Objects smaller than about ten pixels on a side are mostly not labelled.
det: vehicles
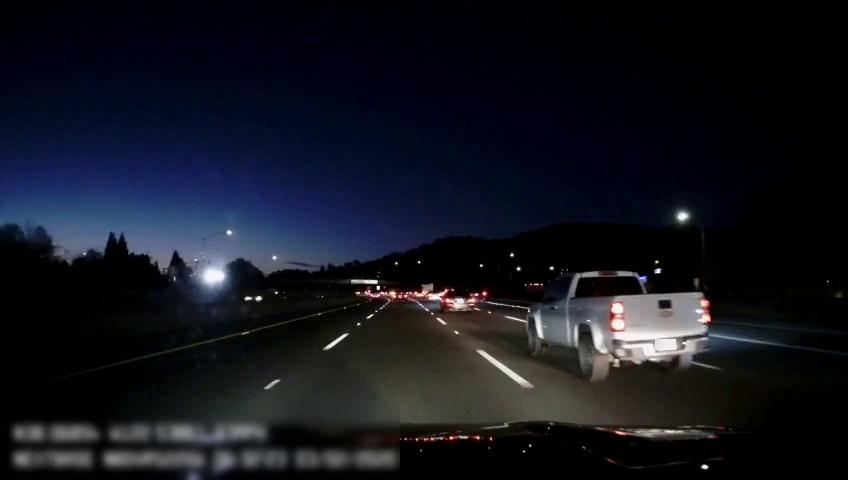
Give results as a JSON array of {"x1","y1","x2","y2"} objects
[
  {"x1": 422, "y1": 284, "x2": 434, "y2": 291},
  {"x1": 242, "y1": 293, "x2": 265, "y2": 304},
  {"x1": 393, "y1": 292, "x2": 408, "y2": 302},
  {"x1": 440, "y1": 290, "x2": 474, "y2": 313},
  {"x1": 425, "y1": 290, "x2": 441, "y2": 301},
  {"x1": 525, "y1": 270, "x2": 709, "y2": 383}
]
